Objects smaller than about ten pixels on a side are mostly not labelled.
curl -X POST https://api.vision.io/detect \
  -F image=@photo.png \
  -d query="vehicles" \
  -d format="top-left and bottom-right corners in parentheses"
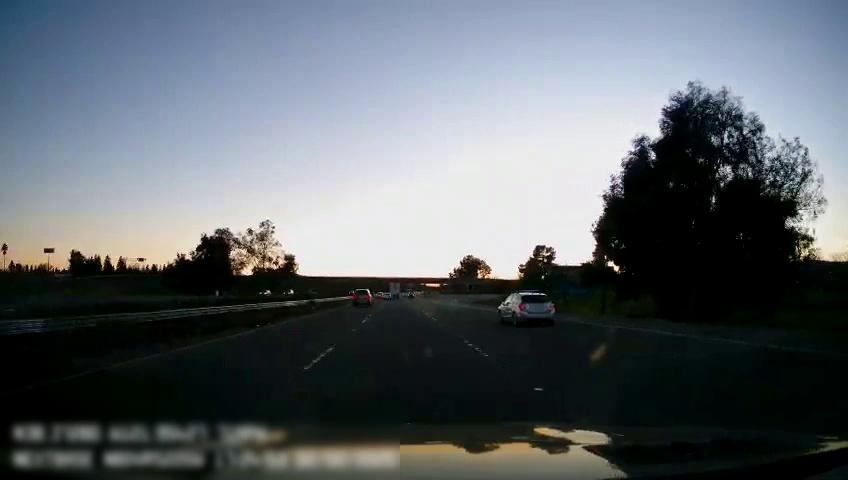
top-left (259, 290), bottom-right (273, 297)
top-left (497, 293), bottom-right (555, 328)
top-left (282, 288), bottom-right (295, 296)
top-left (389, 282), bottom-right (400, 298)
top-left (352, 288), bottom-right (372, 307)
